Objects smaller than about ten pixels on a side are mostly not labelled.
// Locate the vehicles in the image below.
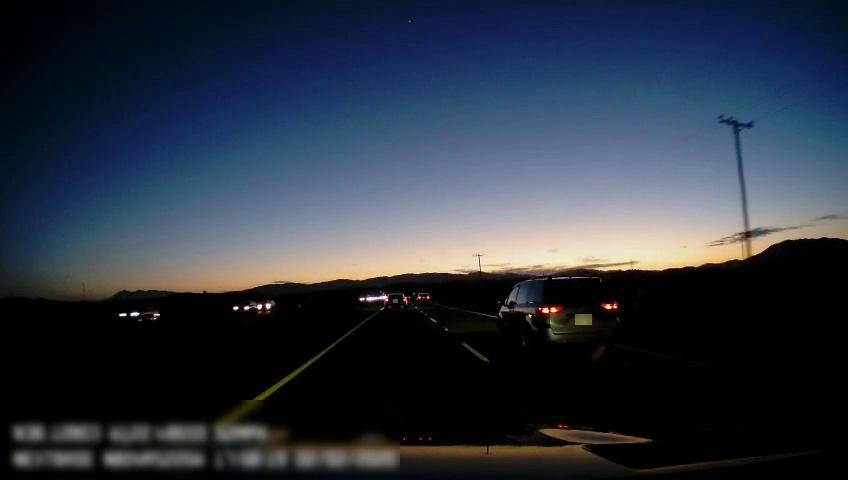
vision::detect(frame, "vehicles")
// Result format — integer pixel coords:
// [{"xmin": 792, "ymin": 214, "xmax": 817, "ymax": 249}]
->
[
  {"xmin": 232, "ymin": 300, "xmax": 257, "ymax": 313},
  {"xmin": 495, "ymin": 276, "xmax": 618, "ymax": 357},
  {"xmin": 118, "ymin": 305, "xmax": 160, "ymax": 322},
  {"xmin": 415, "ymin": 292, "xmax": 431, "ymax": 305},
  {"xmin": 384, "ymin": 293, "xmax": 408, "ymax": 312},
  {"xmin": 257, "ymin": 299, "xmax": 276, "ymax": 310}
]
